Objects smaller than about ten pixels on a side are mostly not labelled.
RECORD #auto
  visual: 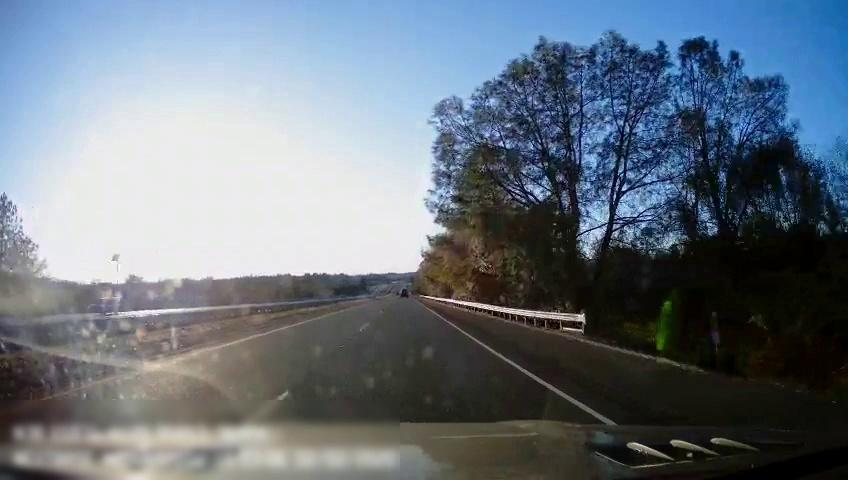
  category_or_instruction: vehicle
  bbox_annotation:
[88,297,119,316]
